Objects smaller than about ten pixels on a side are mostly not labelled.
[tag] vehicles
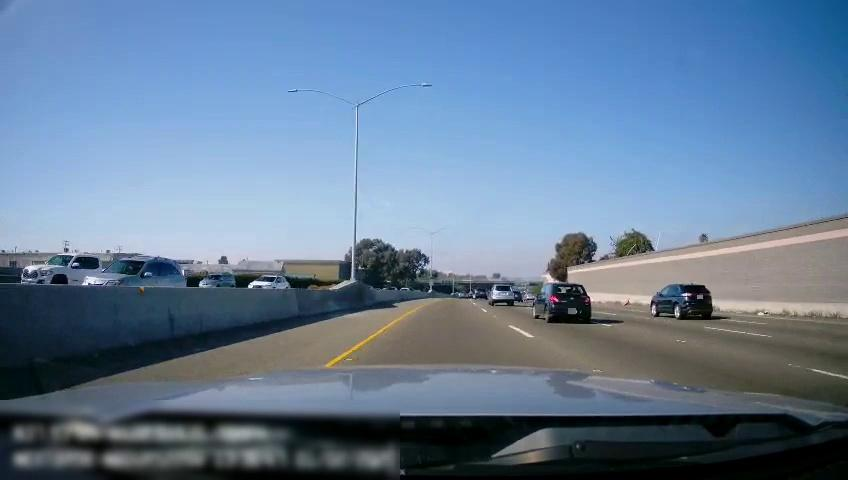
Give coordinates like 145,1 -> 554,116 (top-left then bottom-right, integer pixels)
81,256 -> 187,288
474,287 -> 488,300
20,253 -> 102,285
649,283 -> 712,321
532,283 -> 592,324
513,290 -> 524,303
487,284 -> 515,306
247,275 -> 291,288
198,273 -> 236,288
